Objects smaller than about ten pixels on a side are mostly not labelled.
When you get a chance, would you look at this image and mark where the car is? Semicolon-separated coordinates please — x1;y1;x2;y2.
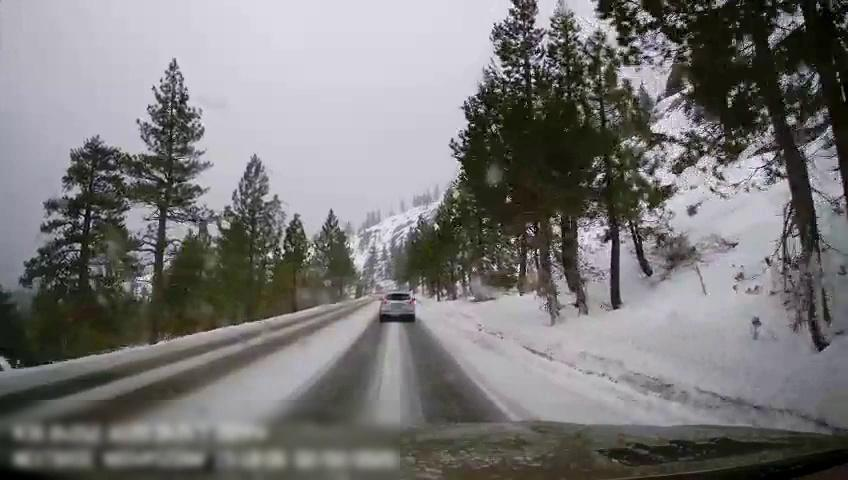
377;292;417;322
